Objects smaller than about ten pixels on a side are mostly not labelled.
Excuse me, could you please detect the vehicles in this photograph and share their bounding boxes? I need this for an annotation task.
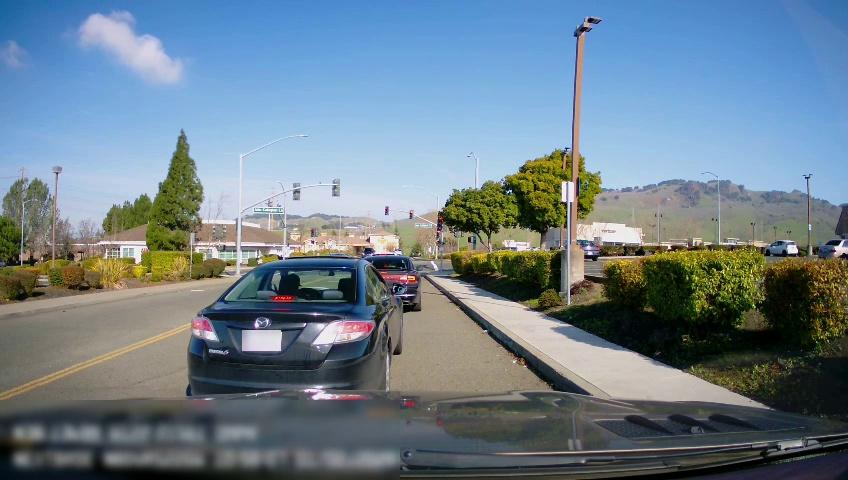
[361,245,374,255]
[817,237,848,270]
[367,255,424,311]
[764,239,799,256]
[577,237,602,260]
[184,255,405,396]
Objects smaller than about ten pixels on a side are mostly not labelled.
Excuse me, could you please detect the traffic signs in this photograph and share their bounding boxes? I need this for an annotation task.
[417,222,433,229]
[254,205,285,216]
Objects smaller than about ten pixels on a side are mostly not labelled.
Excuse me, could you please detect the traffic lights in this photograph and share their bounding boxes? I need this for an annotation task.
[331,179,340,196]
[291,183,300,201]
